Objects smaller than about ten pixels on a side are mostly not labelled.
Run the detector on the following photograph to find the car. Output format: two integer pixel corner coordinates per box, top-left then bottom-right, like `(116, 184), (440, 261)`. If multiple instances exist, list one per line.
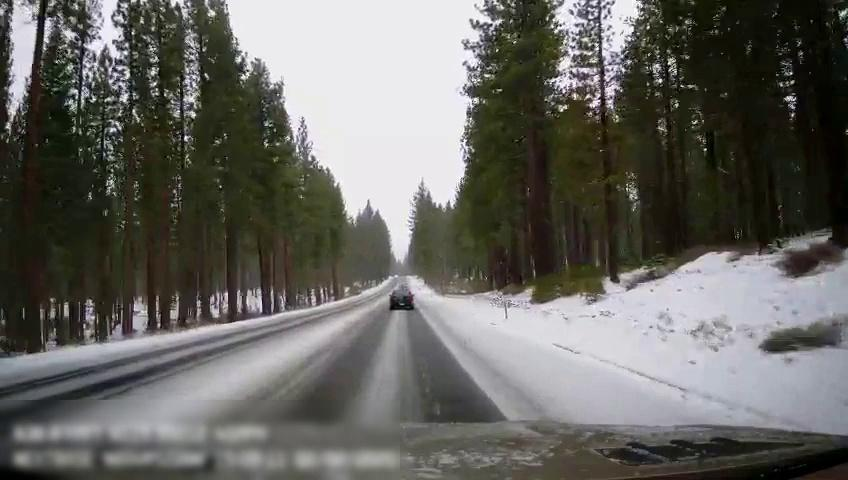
(388, 289), (415, 311)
